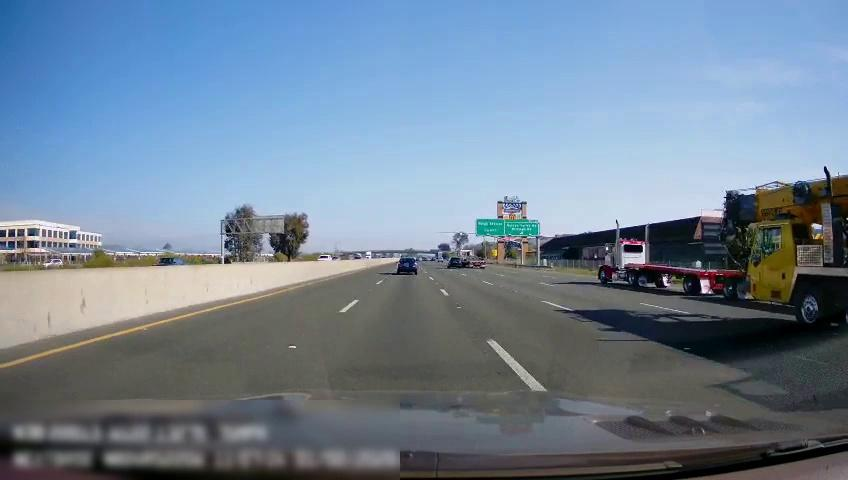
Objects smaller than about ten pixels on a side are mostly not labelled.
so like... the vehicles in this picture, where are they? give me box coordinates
[742,166,848,337]
[397,258,417,274]
[456,249,488,269]
[151,257,185,267]
[448,258,462,270]
[596,218,751,303]
[316,254,334,262]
